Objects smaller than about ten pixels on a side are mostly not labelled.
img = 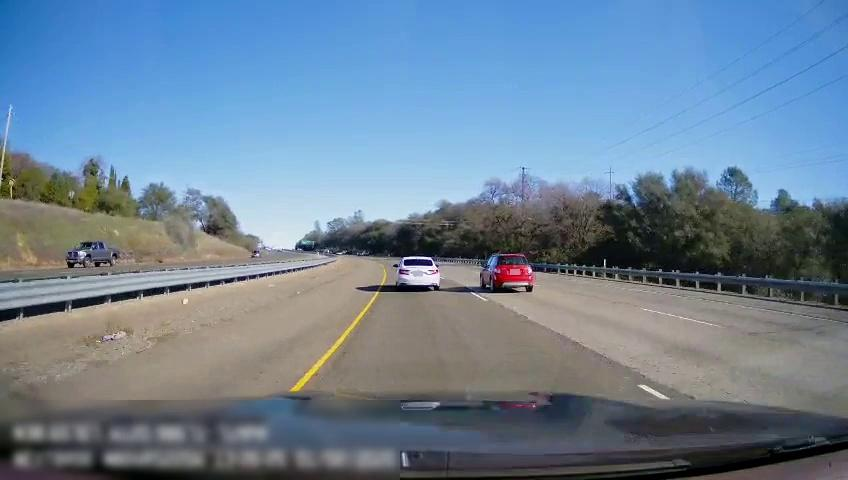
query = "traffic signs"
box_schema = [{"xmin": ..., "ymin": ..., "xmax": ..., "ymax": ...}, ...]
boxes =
[{"xmin": 301, "ymin": 239, "xmax": 314, "ymax": 246}]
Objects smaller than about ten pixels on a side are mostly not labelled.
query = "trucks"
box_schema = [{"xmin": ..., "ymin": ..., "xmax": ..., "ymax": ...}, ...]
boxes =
[{"xmin": 64, "ymin": 240, "xmax": 121, "ymax": 268}]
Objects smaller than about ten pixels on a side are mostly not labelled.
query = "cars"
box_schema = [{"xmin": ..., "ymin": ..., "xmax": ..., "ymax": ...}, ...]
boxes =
[
  {"xmin": 393, "ymin": 257, "xmax": 440, "ymax": 292},
  {"xmin": 480, "ymin": 253, "xmax": 535, "ymax": 293}
]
